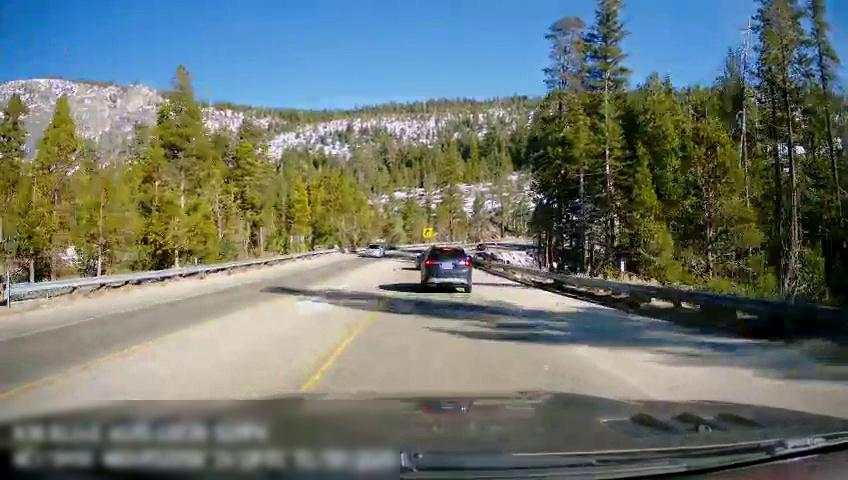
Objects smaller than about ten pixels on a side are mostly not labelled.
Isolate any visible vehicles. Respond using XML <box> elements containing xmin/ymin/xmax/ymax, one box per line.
<box><xmin>419</xmin><ymin>245</ymin><xmax>474</xmax><ymax>293</ymax></box>
<box><xmin>415</xmin><ymin>255</ymin><xmax>423</xmax><ymax>271</ymax></box>
<box><xmin>364</xmin><ymin>243</ymin><xmax>386</xmax><ymax>258</ymax></box>
<box><xmin>476</xmin><ymin>243</ymin><xmax>488</xmax><ymax>251</ymax></box>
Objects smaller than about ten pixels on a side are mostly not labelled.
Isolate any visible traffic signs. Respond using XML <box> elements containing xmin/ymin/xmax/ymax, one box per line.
<box><xmin>423</xmin><ymin>227</ymin><xmax>434</xmax><ymax>239</ymax></box>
